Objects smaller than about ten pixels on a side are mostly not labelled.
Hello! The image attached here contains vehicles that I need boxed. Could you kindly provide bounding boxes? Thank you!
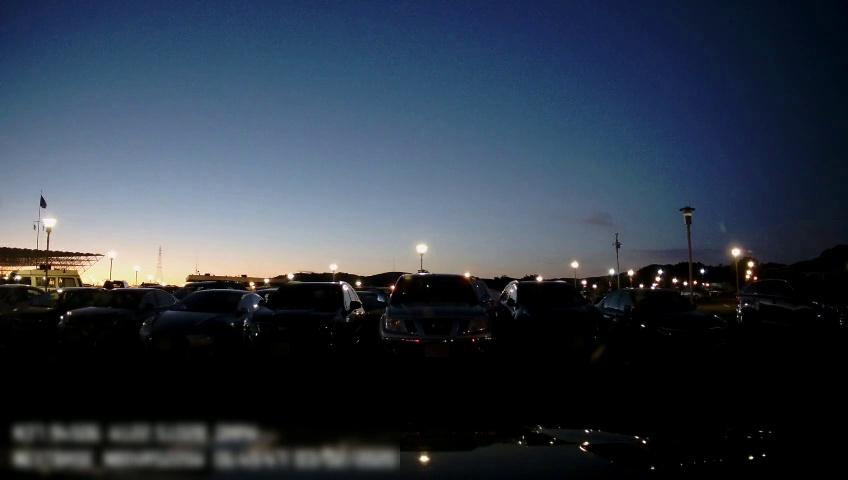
[491,278,614,366]
[737,276,848,345]
[137,288,266,365]
[590,288,738,371]
[240,279,372,373]
[102,279,129,290]
[52,287,179,355]
[0,283,47,323]
[3,288,109,337]
[0,266,82,294]
[373,271,503,381]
